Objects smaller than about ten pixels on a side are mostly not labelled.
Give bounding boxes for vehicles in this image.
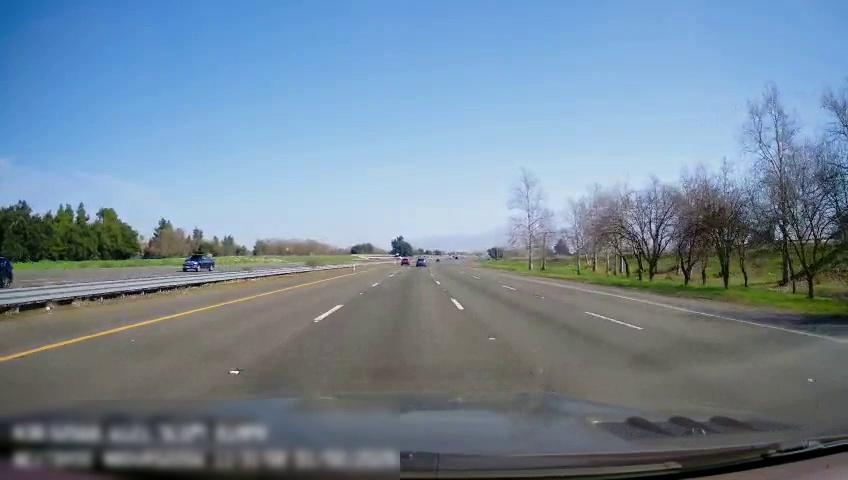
[400,257,411,267]
[416,258,426,267]
[0,257,15,289]
[182,253,215,273]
